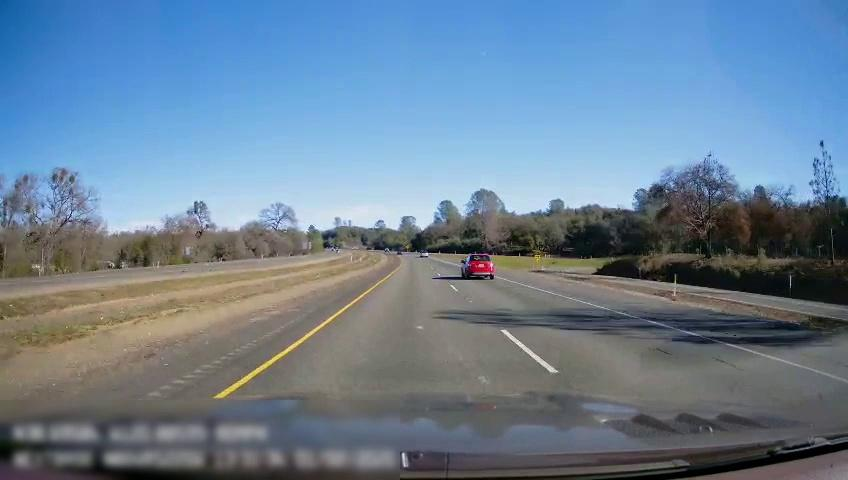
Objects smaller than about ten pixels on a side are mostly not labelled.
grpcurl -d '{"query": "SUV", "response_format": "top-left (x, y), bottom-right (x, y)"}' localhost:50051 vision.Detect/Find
top-left (419, 251), bottom-right (429, 259)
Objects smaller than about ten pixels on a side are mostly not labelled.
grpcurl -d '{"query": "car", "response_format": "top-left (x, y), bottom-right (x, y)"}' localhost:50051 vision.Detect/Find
top-left (461, 254), bottom-right (495, 280)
